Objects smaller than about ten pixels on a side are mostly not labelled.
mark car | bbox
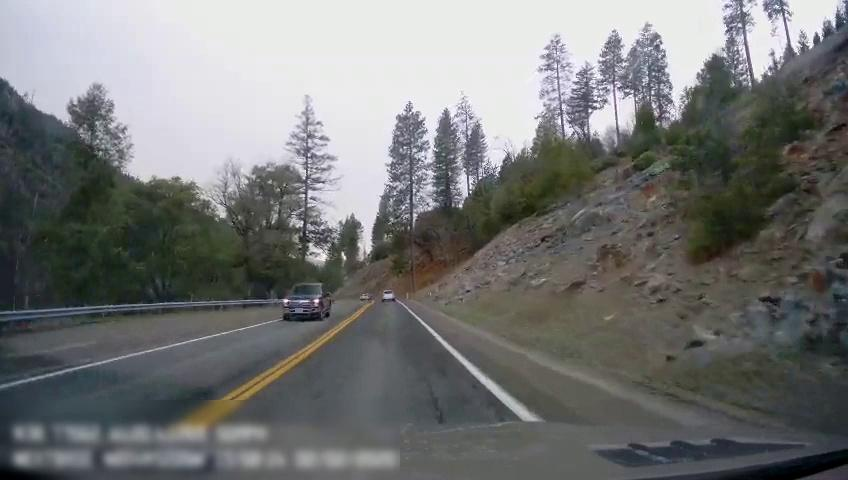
[381,290,395,303]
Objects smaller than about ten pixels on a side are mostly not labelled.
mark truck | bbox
[282,282,333,321]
